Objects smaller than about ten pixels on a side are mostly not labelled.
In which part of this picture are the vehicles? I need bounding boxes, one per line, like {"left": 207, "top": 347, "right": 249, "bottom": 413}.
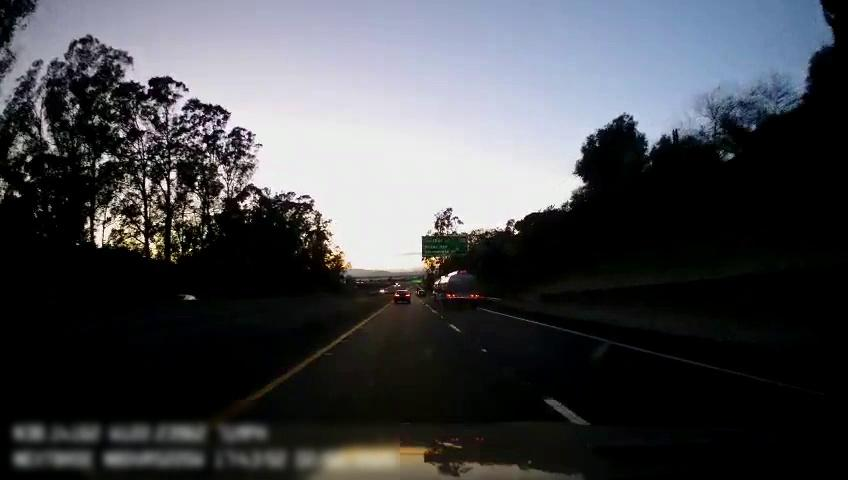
{"left": 393, "top": 290, "right": 412, "bottom": 305}
{"left": 437, "top": 270, "right": 479, "bottom": 309}
{"left": 174, "top": 294, "right": 198, "bottom": 302}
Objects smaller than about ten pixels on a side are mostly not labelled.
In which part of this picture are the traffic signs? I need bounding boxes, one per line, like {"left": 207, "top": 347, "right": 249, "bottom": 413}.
{"left": 421, "top": 233, "right": 469, "bottom": 258}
